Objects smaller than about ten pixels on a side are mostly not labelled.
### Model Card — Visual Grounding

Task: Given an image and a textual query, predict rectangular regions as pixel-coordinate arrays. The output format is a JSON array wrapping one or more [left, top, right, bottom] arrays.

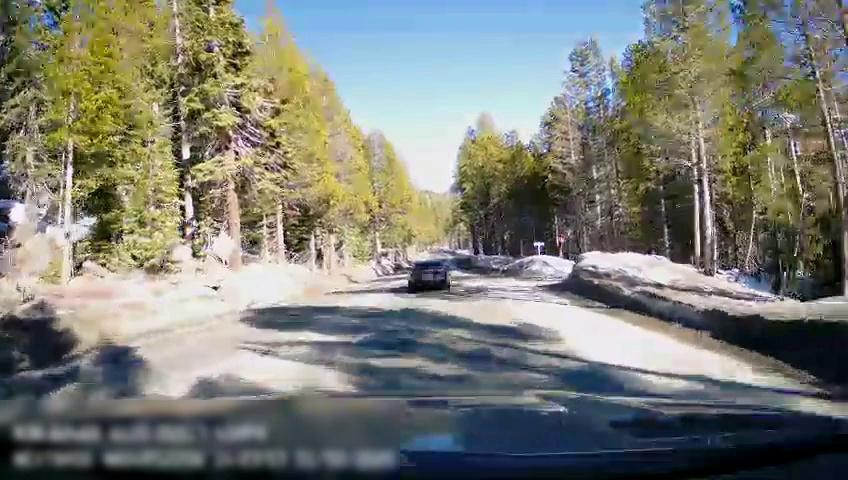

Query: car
[[407, 260, 451, 291]]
